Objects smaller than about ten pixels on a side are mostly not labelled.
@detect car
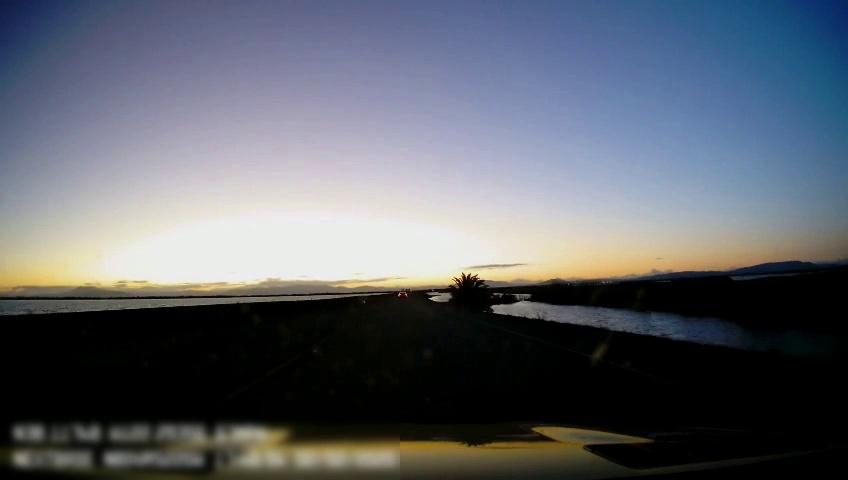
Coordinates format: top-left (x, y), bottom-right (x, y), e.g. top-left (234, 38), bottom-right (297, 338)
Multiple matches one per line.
top-left (397, 291), bottom-right (409, 300)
